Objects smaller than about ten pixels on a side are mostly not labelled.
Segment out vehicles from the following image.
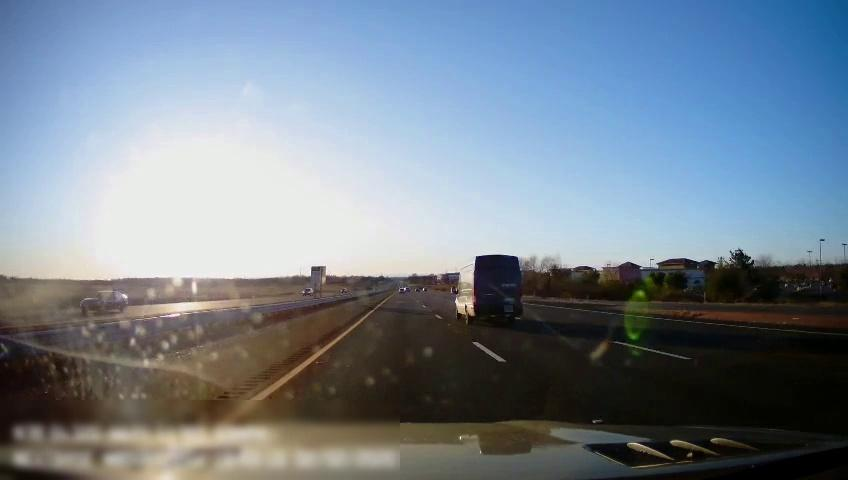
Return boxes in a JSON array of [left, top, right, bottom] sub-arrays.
[[451, 255, 524, 328], [302, 288, 314, 297], [80, 290, 128, 317]]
